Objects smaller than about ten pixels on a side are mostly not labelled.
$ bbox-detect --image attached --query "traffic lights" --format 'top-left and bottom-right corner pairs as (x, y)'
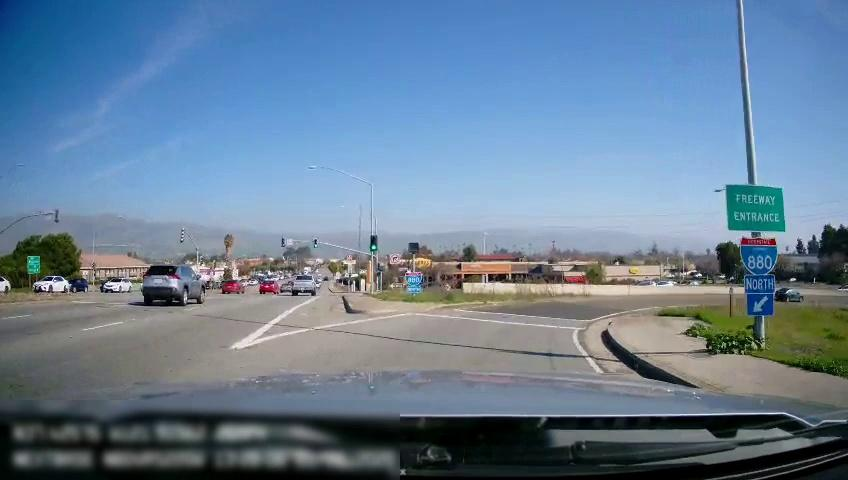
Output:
(54, 207), (59, 221)
(179, 224), (185, 243)
(370, 235), (378, 253)
(280, 238), (285, 249)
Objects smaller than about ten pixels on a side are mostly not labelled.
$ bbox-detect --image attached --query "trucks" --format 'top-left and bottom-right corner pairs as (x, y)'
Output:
(291, 274), (317, 297)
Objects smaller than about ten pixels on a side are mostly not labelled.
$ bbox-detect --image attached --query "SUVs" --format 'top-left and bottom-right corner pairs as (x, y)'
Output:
(68, 278), (89, 294)
(142, 264), (206, 307)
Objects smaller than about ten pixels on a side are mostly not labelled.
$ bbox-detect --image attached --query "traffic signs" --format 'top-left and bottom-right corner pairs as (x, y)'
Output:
(725, 182), (786, 232)
(389, 254), (401, 265)
(404, 273), (423, 295)
(740, 235), (776, 316)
